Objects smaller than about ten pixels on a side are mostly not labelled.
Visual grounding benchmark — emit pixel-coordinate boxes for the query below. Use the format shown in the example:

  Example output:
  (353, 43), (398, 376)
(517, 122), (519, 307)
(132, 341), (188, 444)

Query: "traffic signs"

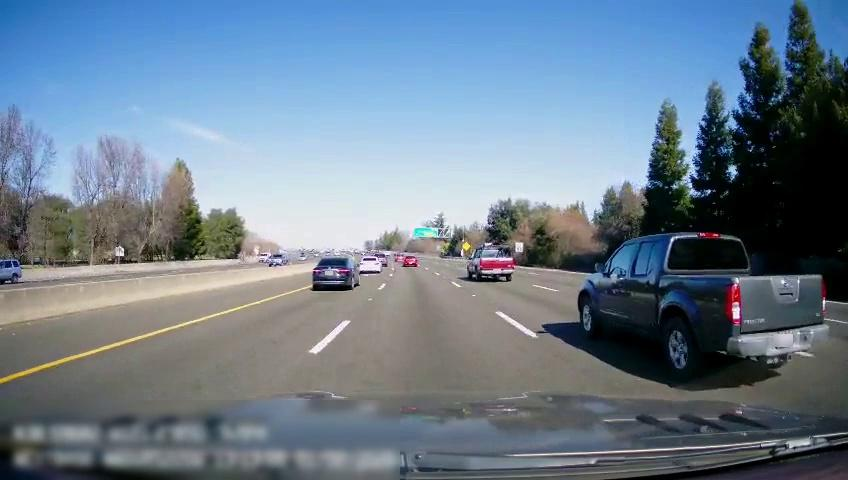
(414, 226), (439, 238)
(515, 242), (524, 253)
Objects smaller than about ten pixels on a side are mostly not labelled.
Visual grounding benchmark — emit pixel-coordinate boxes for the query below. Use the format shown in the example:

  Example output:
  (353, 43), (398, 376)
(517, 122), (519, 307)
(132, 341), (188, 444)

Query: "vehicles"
(0, 258), (23, 284)
(268, 253), (288, 268)
(465, 242), (515, 282)
(401, 255), (418, 268)
(257, 252), (273, 265)
(372, 253), (388, 268)
(311, 256), (361, 292)
(358, 255), (382, 274)
(576, 229), (833, 380)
